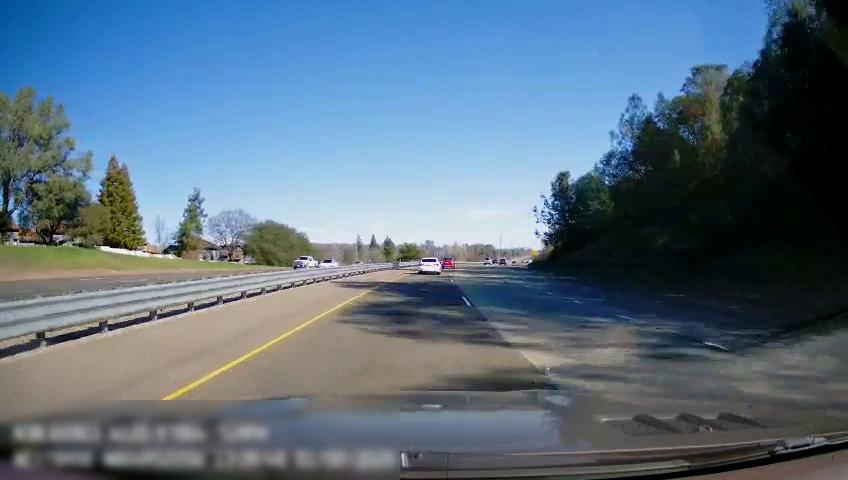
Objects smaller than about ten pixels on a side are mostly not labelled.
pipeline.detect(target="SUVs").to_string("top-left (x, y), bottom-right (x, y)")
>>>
top-left (319, 258), bottom-right (338, 269)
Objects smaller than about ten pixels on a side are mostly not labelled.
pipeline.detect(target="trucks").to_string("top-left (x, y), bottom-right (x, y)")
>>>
top-left (291, 256), bottom-right (319, 271)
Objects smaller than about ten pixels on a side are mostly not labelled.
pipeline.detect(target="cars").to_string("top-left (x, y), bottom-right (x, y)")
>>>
top-left (440, 258), bottom-right (457, 270)
top-left (416, 257), bottom-right (442, 276)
